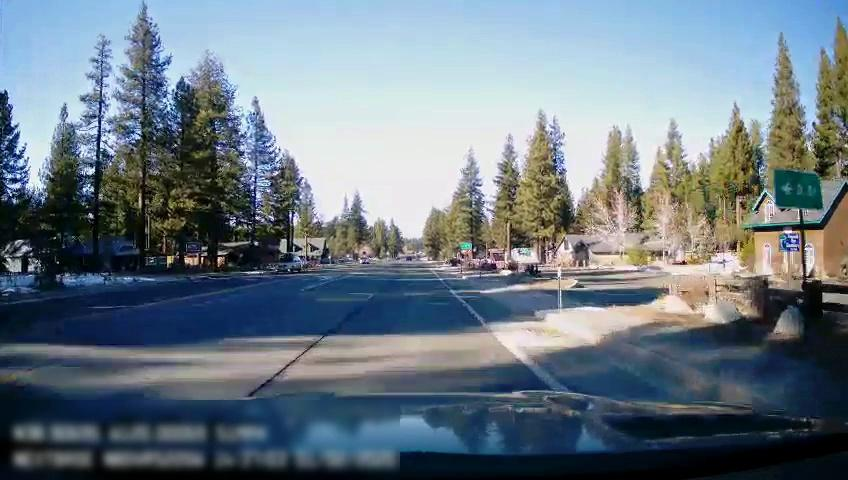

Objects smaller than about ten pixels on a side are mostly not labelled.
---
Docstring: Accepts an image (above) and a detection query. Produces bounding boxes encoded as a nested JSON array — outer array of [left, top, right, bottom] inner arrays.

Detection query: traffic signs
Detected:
[[780, 233, 801, 254], [458, 239, 476, 253], [773, 166, 828, 211]]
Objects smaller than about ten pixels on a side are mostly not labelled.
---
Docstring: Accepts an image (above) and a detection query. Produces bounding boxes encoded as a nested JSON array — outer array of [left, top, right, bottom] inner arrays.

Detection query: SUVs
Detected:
[[273, 255, 304, 274]]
